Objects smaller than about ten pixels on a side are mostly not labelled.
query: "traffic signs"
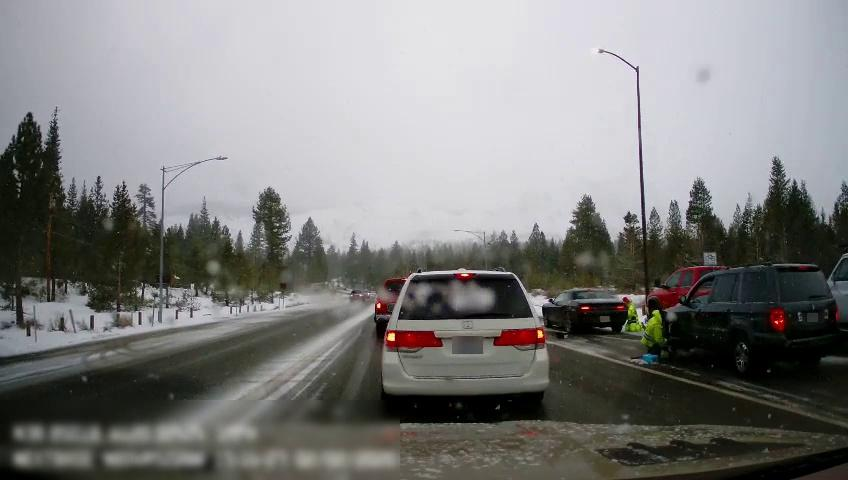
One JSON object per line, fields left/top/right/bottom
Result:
{"left": 703, "top": 251, "right": 717, "bottom": 266}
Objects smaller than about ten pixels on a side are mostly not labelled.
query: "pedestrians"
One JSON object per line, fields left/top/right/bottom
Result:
{"left": 622, "top": 297, "right": 645, "bottom": 333}
{"left": 640, "top": 308, "right": 675, "bottom": 363}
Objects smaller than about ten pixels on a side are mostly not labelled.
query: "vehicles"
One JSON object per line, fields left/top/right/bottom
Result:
{"left": 349, "top": 289, "right": 365, "bottom": 301}
{"left": 661, "top": 261, "right": 840, "bottom": 375}
{"left": 646, "top": 264, "right": 729, "bottom": 316}
{"left": 541, "top": 286, "right": 629, "bottom": 335}
{"left": 827, "top": 251, "right": 848, "bottom": 337}
{"left": 374, "top": 277, "right": 407, "bottom": 337}
{"left": 380, "top": 268, "right": 552, "bottom": 410}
